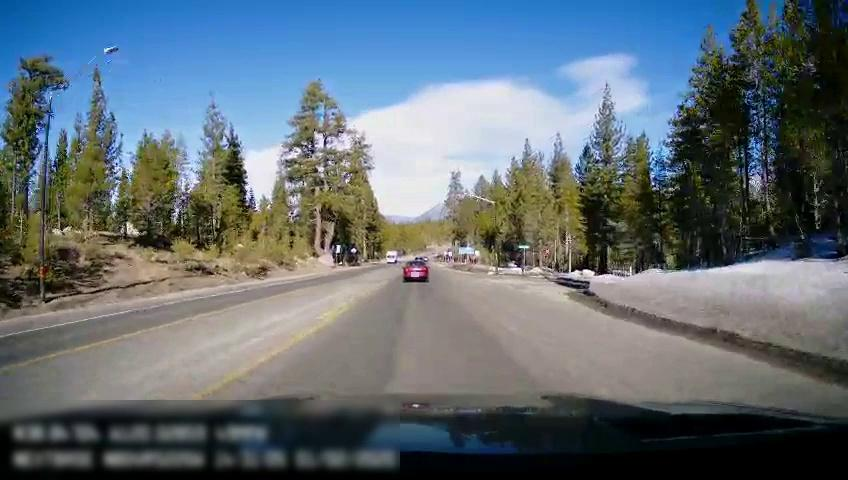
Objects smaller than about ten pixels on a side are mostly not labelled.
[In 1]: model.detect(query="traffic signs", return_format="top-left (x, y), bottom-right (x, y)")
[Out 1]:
top-left (459, 247), bottom-right (475, 255)
top-left (518, 245), bottom-right (530, 249)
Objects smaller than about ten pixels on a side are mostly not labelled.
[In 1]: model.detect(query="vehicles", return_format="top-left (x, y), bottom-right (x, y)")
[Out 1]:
top-left (402, 260), bottom-right (431, 281)
top-left (414, 255), bottom-right (427, 261)
top-left (384, 250), bottom-right (400, 264)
